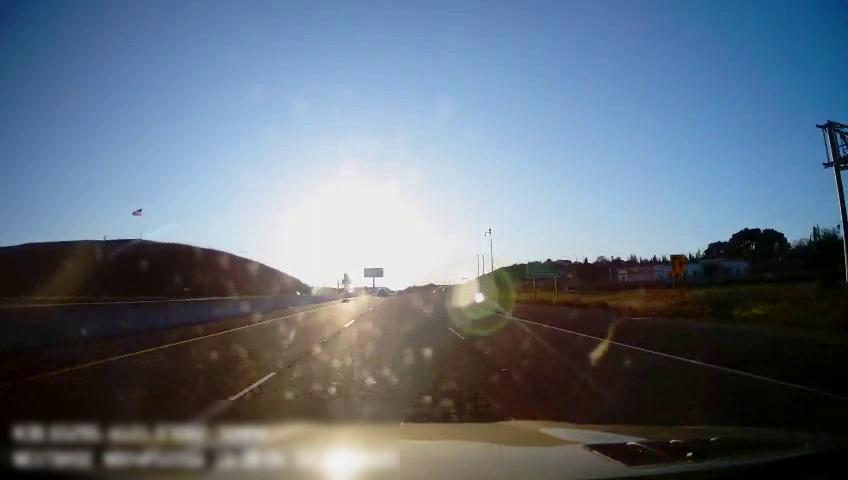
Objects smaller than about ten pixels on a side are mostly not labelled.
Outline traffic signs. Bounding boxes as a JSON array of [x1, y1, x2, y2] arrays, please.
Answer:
[[670, 254, 687, 275], [526, 262, 560, 278]]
